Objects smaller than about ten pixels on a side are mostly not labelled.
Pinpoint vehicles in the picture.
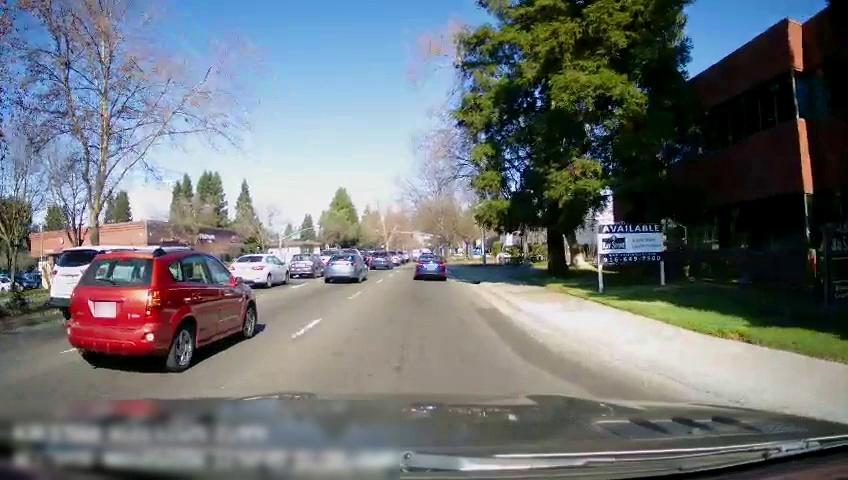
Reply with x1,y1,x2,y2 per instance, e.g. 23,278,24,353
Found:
415,255,448,281
323,255,368,285
389,251,401,266
368,251,393,270
287,253,325,279
229,253,290,290
49,246,105,322
64,248,259,375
